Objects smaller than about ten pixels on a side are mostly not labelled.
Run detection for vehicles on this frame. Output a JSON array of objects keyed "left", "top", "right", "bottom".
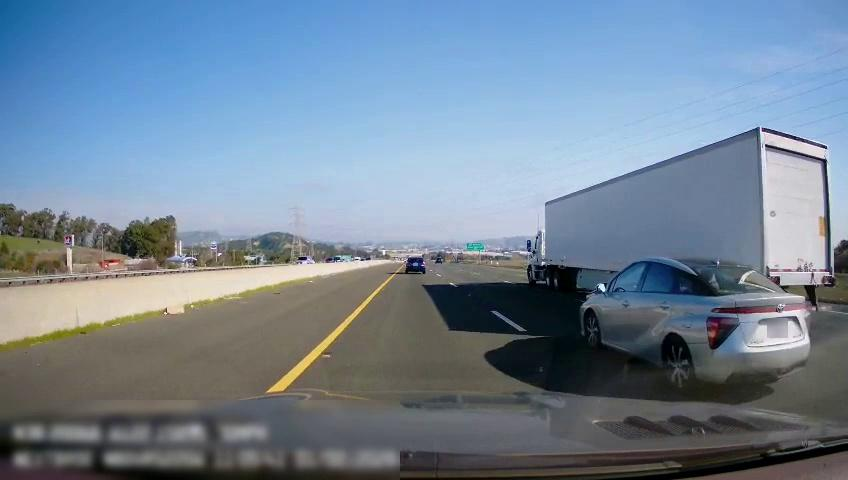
[
  {"left": 404, "top": 257, "right": 426, "bottom": 275},
  {"left": 579, "top": 259, "right": 814, "bottom": 396},
  {"left": 526, "top": 125, "right": 837, "bottom": 309},
  {"left": 291, "top": 255, "right": 316, "bottom": 266}
]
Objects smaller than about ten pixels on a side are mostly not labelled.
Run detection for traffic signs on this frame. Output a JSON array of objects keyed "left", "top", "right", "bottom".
[{"left": 464, "top": 243, "right": 487, "bottom": 252}]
